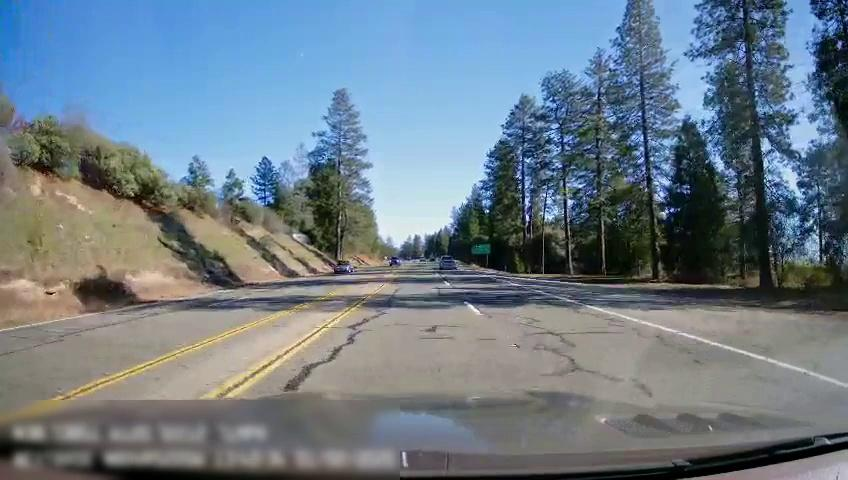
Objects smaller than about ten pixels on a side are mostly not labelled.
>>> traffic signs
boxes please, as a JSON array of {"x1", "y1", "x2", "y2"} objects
[{"x1": 471, "y1": 243, "x2": 492, "y2": 255}]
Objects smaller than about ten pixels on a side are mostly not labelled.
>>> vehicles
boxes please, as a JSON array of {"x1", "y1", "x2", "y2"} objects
[
  {"x1": 389, "y1": 256, "x2": 401, "y2": 267},
  {"x1": 440, "y1": 259, "x2": 457, "y2": 270},
  {"x1": 333, "y1": 260, "x2": 354, "y2": 274}
]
